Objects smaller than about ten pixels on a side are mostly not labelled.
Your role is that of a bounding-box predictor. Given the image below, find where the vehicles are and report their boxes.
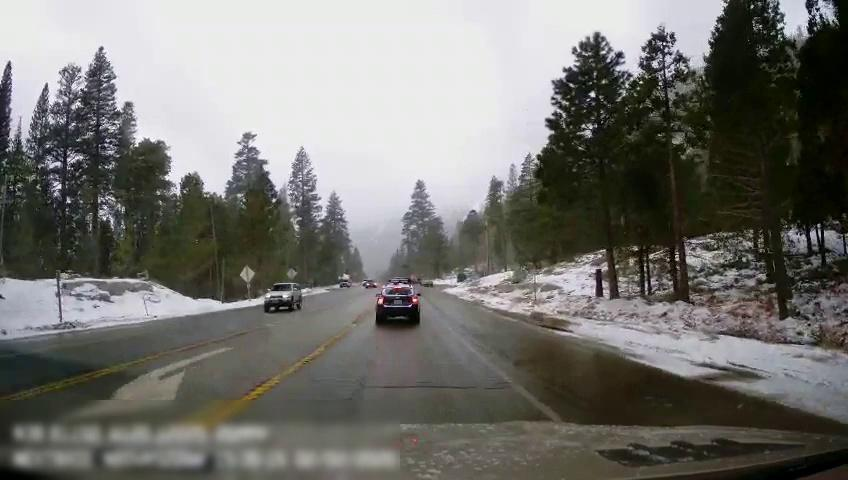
[263,282,303,313]
[375,278,422,325]
[365,279,378,289]
[420,278,434,288]
[339,274,351,289]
